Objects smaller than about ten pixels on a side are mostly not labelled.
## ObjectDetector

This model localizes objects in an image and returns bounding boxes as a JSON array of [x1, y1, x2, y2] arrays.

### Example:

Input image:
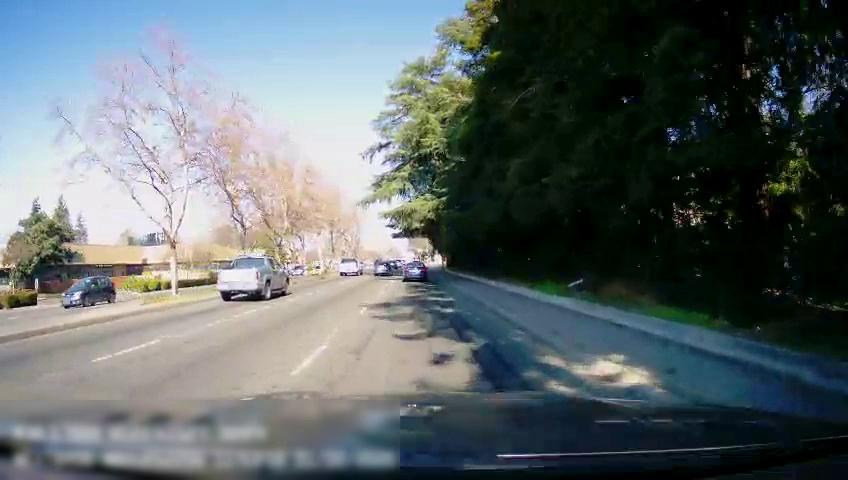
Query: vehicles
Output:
[[216, 256, 290, 302], [401, 259, 429, 281], [373, 260, 391, 276], [60, 275, 117, 309], [338, 258, 364, 276], [390, 262, 402, 272]]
